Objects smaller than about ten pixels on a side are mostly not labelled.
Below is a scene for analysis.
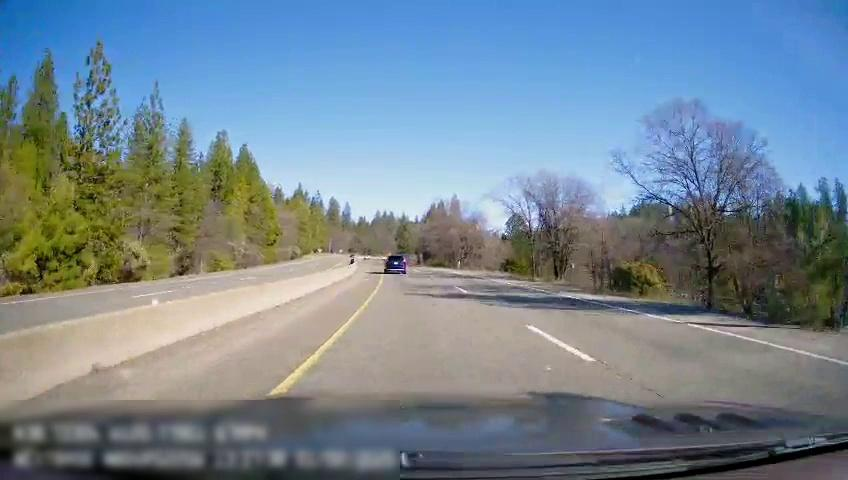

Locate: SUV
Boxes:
[383,255,407,275]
